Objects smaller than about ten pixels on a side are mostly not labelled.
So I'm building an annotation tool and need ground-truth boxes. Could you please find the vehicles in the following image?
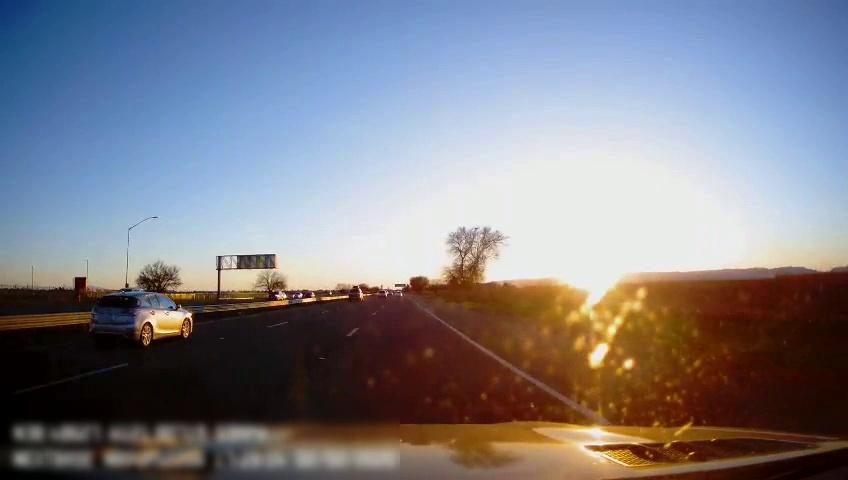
[347,284,363,302]
[89,291,193,350]
[304,291,316,299]
[269,291,286,301]
[293,292,304,300]
[117,287,144,292]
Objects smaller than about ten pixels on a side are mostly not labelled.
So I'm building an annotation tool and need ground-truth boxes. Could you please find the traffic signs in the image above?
[395,283,406,287]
